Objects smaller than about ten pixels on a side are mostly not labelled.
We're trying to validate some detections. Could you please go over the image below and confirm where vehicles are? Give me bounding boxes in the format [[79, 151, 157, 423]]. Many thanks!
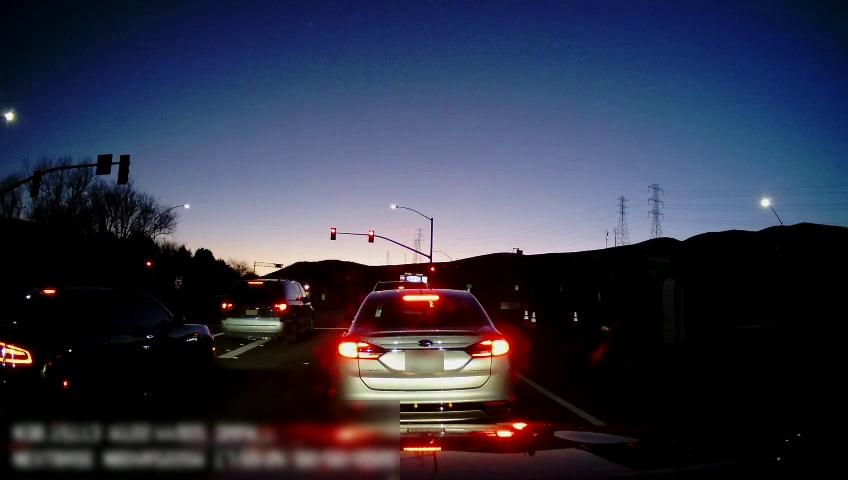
[[334, 288, 513, 426], [373, 280, 433, 302], [219, 278, 314, 342], [0, 284, 217, 448]]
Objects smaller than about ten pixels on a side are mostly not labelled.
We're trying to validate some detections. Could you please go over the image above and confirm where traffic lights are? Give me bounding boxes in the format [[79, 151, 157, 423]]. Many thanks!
[[330, 227, 337, 241], [116, 154, 131, 186], [367, 229, 375, 244], [30, 170, 43, 198]]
